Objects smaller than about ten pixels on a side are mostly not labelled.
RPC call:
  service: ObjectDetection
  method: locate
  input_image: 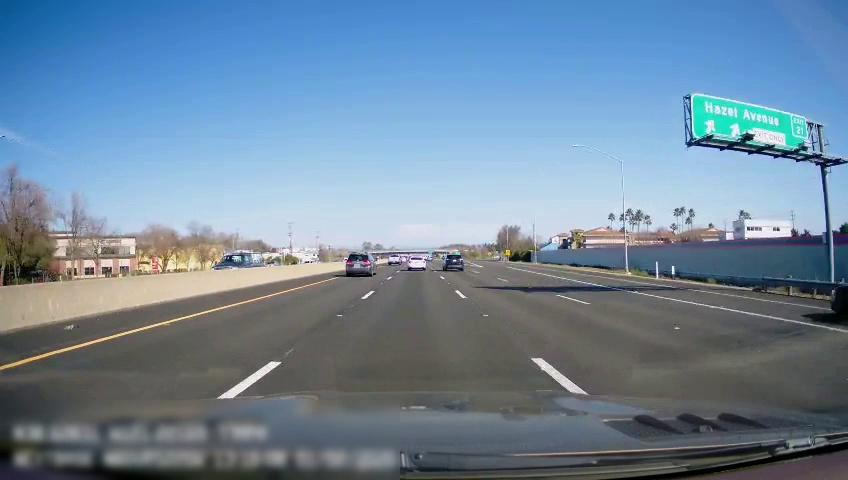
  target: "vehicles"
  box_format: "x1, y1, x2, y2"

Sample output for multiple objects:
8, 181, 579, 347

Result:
441, 254, 464, 272
214, 253, 266, 271
388, 254, 401, 267
407, 257, 426, 272
830, 284, 848, 321
344, 252, 378, 277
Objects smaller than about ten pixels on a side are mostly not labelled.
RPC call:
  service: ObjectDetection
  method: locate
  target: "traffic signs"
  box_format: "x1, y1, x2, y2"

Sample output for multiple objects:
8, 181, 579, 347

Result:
690, 93, 811, 155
